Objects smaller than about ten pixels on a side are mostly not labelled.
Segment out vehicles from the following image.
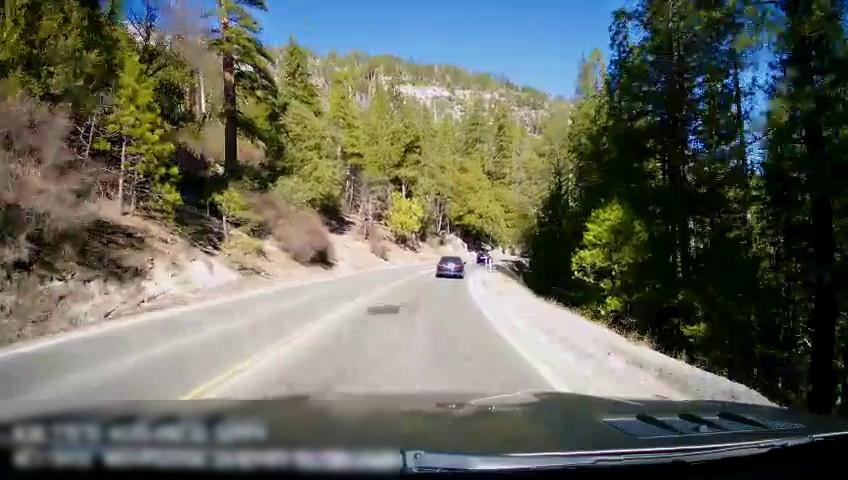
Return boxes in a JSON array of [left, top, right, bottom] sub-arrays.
[[435, 255, 468, 280], [476, 252, 494, 265]]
